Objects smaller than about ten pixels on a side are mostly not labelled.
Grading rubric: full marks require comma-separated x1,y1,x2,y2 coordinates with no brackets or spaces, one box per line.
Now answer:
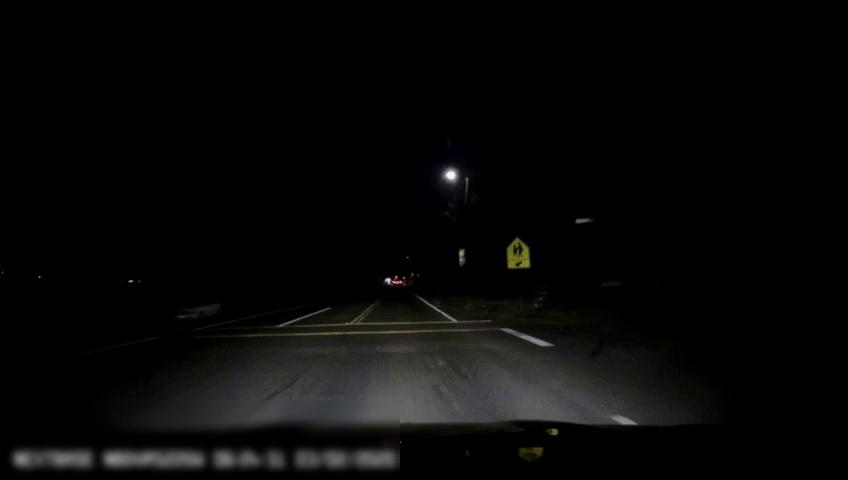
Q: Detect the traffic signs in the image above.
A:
506,237,530,270
457,249,466,266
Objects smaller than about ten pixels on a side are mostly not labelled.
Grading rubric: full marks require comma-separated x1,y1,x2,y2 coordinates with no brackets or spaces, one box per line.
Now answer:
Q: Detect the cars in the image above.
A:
173,295,222,322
